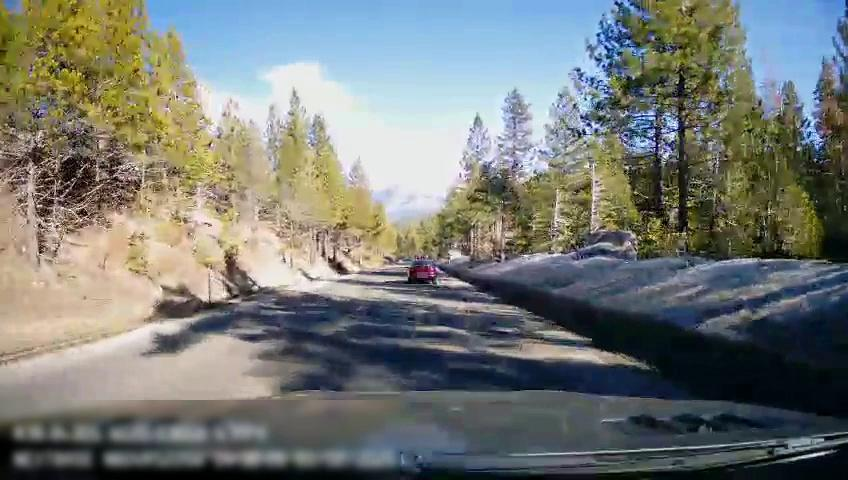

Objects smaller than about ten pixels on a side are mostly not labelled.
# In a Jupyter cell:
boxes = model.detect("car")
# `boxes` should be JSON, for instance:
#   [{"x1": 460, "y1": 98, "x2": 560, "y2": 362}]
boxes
[{"x1": 406, "y1": 256, "x2": 438, "y2": 284}]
